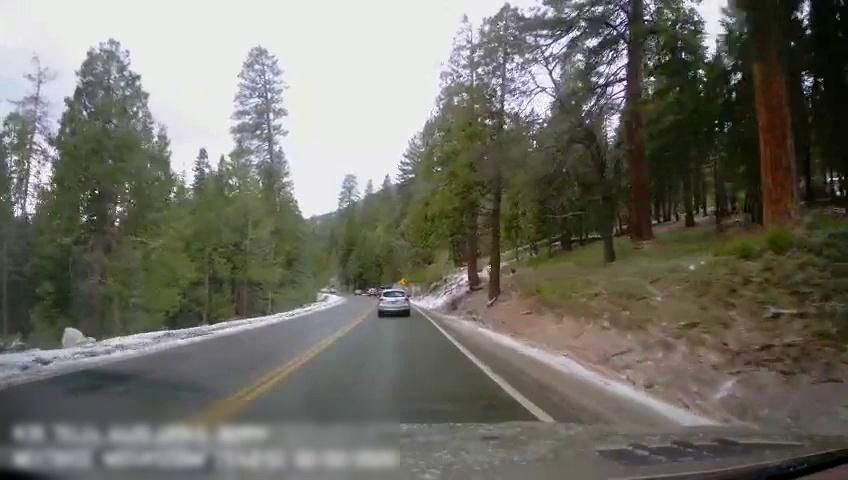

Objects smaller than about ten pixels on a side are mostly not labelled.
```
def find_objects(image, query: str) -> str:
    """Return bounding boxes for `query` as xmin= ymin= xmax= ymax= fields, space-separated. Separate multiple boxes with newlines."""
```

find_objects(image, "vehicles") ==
xmin=377 ymin=285 xmax=392 ymax=297
xmin=378 ymin=290 xmax=411 ymax=319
